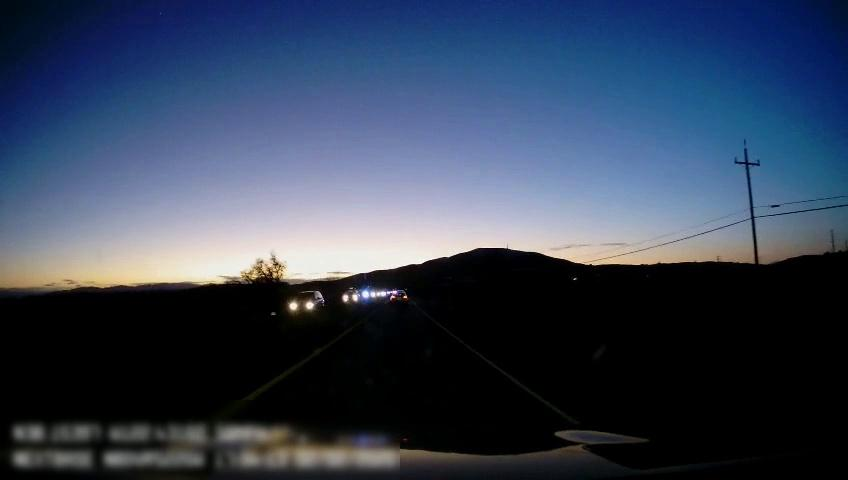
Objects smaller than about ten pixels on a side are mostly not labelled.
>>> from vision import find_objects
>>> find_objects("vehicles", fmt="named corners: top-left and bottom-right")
top-left (287, 290), bottom-right (326, 316)
top-left (341, 288), bottom-right (362, 305)
top-left (391, 291), bottom-right (408, 305)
